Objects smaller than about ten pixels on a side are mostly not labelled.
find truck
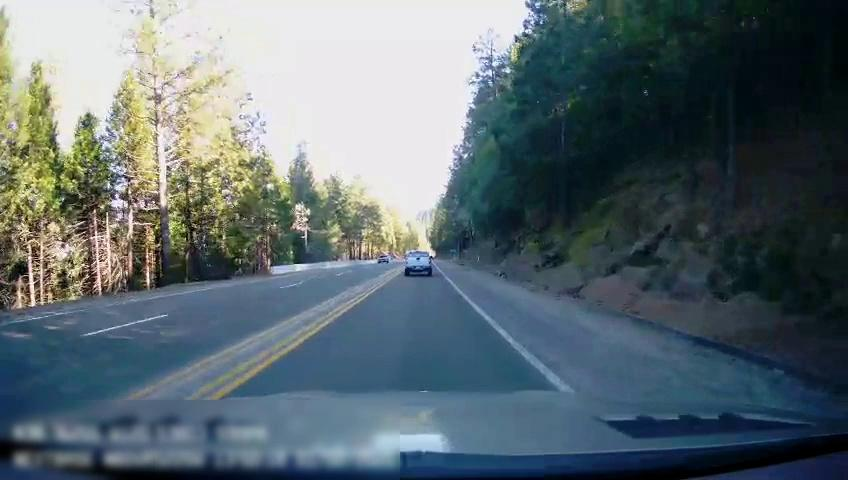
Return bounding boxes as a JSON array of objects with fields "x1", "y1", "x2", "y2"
[{"x1": 402, "y1": 249, "x2": 433, "y2": 277}]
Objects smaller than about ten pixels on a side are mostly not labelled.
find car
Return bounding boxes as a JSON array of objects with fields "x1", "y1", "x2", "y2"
[{"x1": 377, "y1": 255, "x2": 390, "y2": 264}]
